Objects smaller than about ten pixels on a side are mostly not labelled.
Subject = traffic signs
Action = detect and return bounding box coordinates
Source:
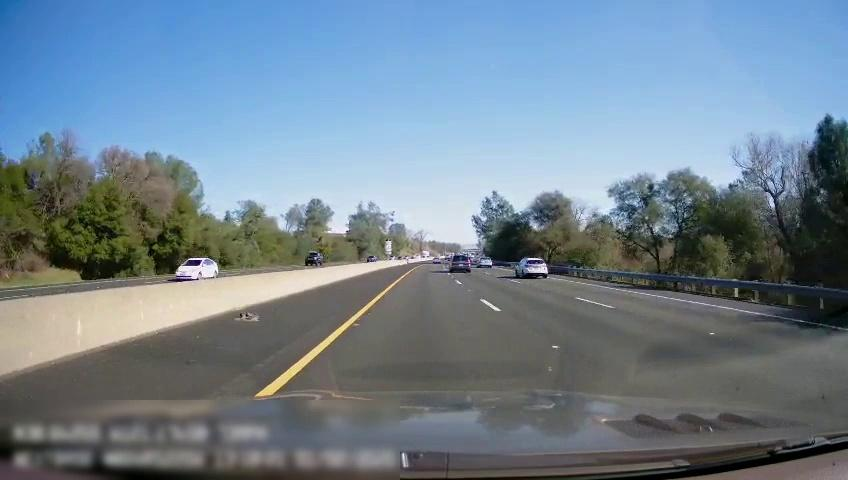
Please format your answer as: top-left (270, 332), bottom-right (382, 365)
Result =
top-left (384, 240), bottom-right (392, 256)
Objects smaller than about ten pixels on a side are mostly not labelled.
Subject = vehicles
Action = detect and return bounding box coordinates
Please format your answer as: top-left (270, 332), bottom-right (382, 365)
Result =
top-left (515, 257), bottom-right (548, 280)
top-left (304, 252), bottom-right (323, 266)
top-left (432, 256), bottom-right (441, 265)
top-left (448, 255), bottom-right (471, 273)
top-left (476, 256), bottom-right (493, 269)
top-left (175, 257), bottom-right (219, 281)
top-left (366, 255), bottom-right (377, 263)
